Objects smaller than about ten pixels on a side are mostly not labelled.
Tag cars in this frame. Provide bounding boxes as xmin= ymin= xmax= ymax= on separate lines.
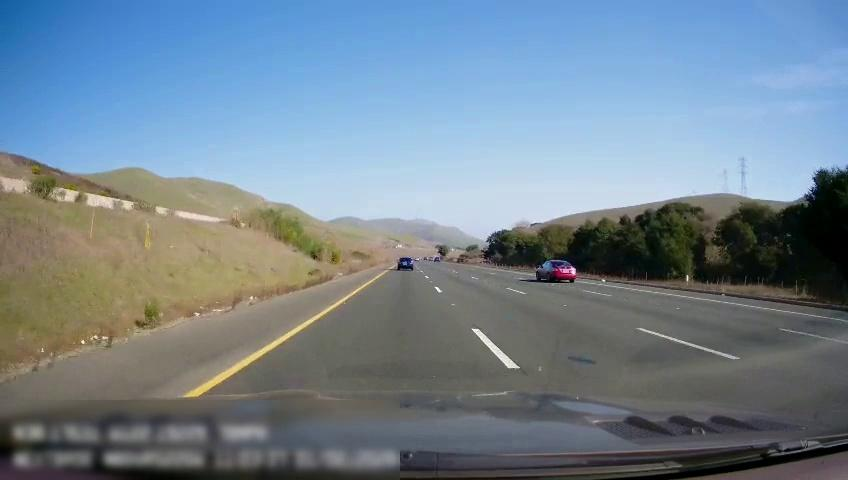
xmin=535 ymin=260 xmax=577 ymax=283
xmin=397 ymin=257 xmax=415 ymax=271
